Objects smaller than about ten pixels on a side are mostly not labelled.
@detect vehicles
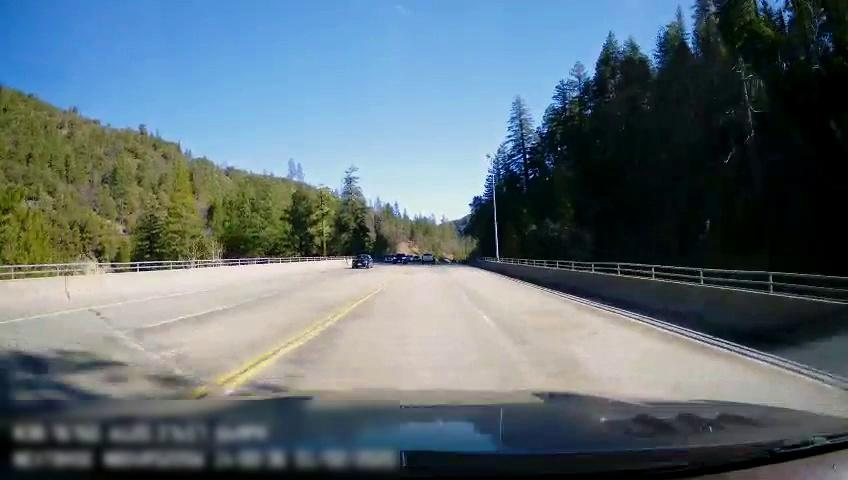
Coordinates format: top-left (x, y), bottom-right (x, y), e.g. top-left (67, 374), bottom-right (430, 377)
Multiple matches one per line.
top-left (406, 254), bottom-right (415, 263)
top-left (351, 254), bottom-right (374, 269)
top-left (391, 253), bottom-right (408, 265)
top-left (421, 252), bottom-right (435, 265)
